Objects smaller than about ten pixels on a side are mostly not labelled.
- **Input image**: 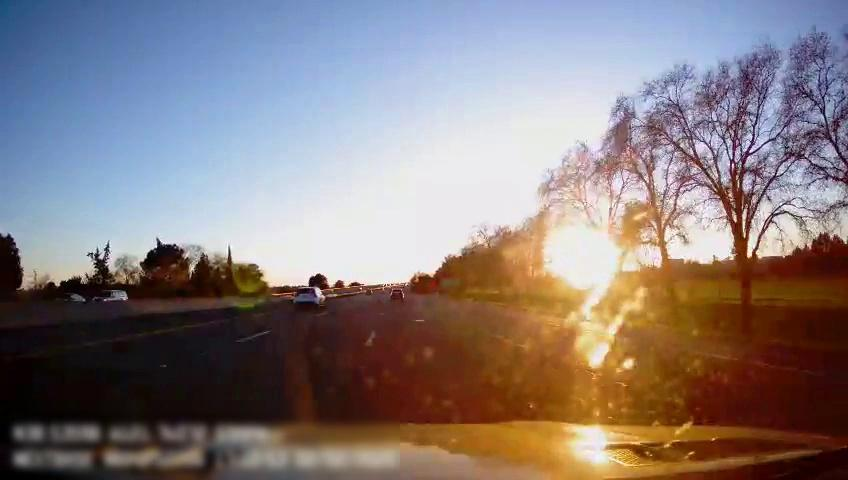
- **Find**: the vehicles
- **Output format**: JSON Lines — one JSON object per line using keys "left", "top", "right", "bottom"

{"left": 54, "top": 293, "right": 86, "bottom": 303}
{"left": 390, "top": 289, "right": 404, "bottom": 300}
{"left": 93, "top": 289, "right": 128, "bottom": 302}
{"left": 293, "top": 286, "right": 328, "bottom": 314}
